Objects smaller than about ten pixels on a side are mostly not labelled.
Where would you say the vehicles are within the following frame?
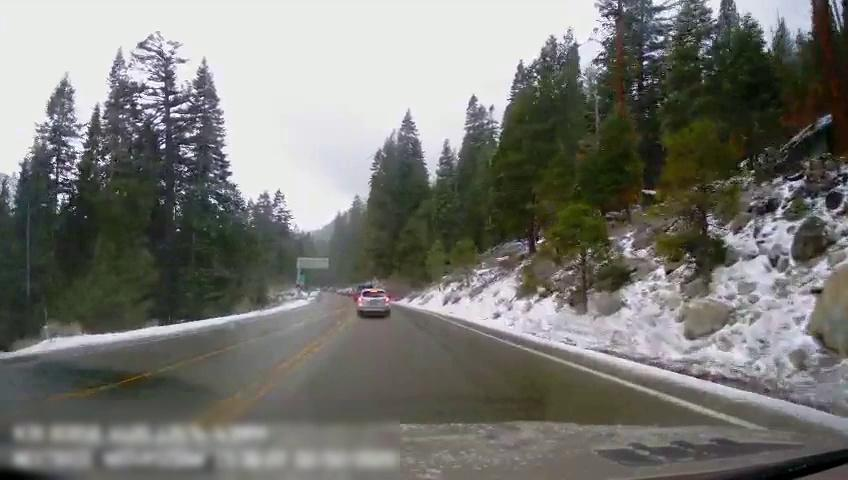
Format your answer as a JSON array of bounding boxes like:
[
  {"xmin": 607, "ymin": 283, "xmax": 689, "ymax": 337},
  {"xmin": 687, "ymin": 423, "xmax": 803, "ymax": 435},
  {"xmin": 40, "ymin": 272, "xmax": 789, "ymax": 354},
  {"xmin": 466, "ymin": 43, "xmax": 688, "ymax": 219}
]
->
[
  {"xmin": 356, "ymin": 287, "xmax": 392, "ymax": 318},
  {"xmin": 353, "ymin": 283, "xmax": 375, "ymax": 302}
]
